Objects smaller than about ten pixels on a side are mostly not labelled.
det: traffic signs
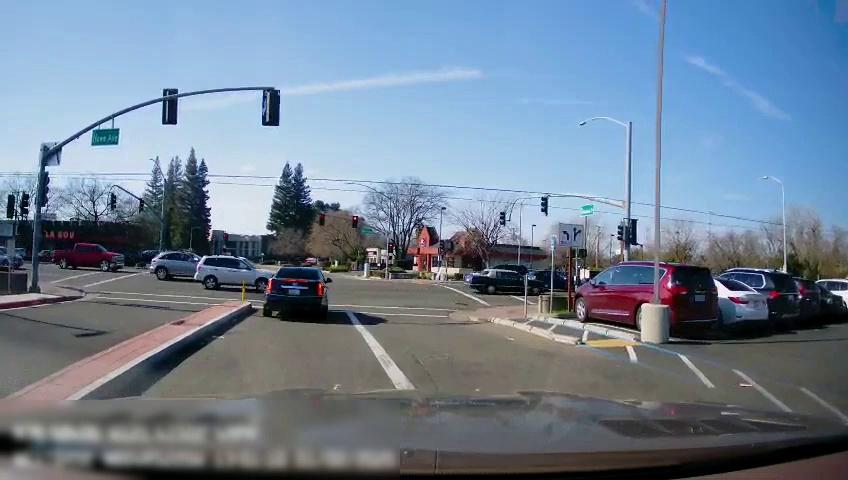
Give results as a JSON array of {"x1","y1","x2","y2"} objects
[
  {"x1": 559, "y1": 222, "x2": 585, "y2": 248},
  {"x1": 92, "y1": 128, "x2": 120, "y2": 146},
  {"x1": 581, "y1": 204, "x2": 595, "y2": 216},
  {"x1": 362, "y1": 229, "x2": 373, "y2": 234}
]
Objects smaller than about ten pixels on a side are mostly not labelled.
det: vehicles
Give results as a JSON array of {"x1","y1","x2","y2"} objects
[
  {"x1": 194, "y1": 255, "x2": 277, "y2": 293},
  {"x1": 53, "y1": 243, "x2": 124, "y2": 272},
  {"x1": 818, "y1": 286, "x2": 842, "y2": 321},
  {"x1": 491, "y1": 264, "x2": 530, "y2": 276},
  {"x1": 150, "y1": 251, "x2": 203, "y2": 281},
  {"x1": 815, "y1": 279, "x2": 848, "y2": 314},
  {"x1": 0, "y1": 247, "x2": 23, "y2": 269},
  {"x1": 573, "y1": 261, "x2": 721, "y2": 334},
  {"x1": 464, "y1": 268, "x2": 547, "y2": 296},
  {"x1": 713, "y1": 269, "x2": 800, "y2": 324},
  {"x1": 525, "y1": 270, "x2": 578, "y2": 292},
  {"x1": 263, "y1": 266, "x2": 333, "y2": 318},
  {"x1": 713, "y1": 278, "x2": 769, "y2": 332},
  {"x1": 792, "y1": 277, "x2": 822, "y2": 327}
]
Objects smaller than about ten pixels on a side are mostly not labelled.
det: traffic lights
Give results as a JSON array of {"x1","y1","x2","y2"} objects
[
  {"x1": 139, "y1": 199, "x2": 145, "y2": 213},
  {"x1": 161, "y1": 88, "x2": 178, "y2": 125},
  {"x1": 617, "y1": 224, "x2": 624, "y2": 241},
  {"x1": 34, "y1": 172, "x2": 50, "y2": 206},
  {"x1": 541, "y1": 196, "x2": 549, "y2": 216},
  {"x1": 110, "y1": 192, "x2": 117, "y2": 209},
  {"x1": 7, "y1": 194, "x2": 15, "y2": 218},
  {"x1": 499, "y1": 211, "x2": 506, "y2": 227},
  {"x1": 630, "y1": 218, "x2": 637, "y2": 245},
  {"x1": 20, "y1": 191, "x2": 30, "y2": 216},
  {"x1": 261, "y1": 87, "x2": 281, "y2": 127},
  {"x1": 352, "y1": 215, "x2": 358, "y2": 228},
  {"x1": 319, "y1": 213, "x2": 325, "y2": 226}
]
